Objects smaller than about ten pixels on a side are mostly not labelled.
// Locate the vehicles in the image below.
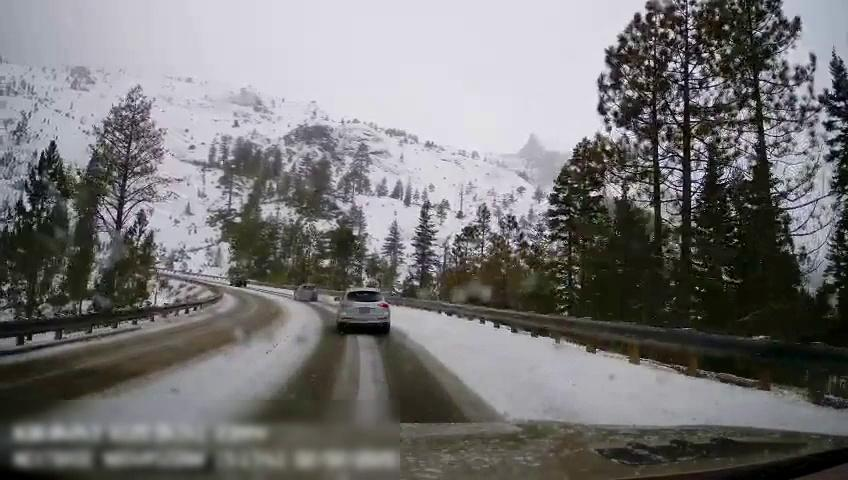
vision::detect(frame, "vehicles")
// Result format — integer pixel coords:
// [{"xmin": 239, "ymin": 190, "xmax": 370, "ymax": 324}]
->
[
  {"xmin": 230, "ymin": 275, "xmax": 247, "ymax": 287},
  {"xmin": 294, "ymin": 283, "xmax": 318, "ymax": 301},
  {"xmin": 333, "ymin": 287, "xmax": 391, "ymax": 334}
]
